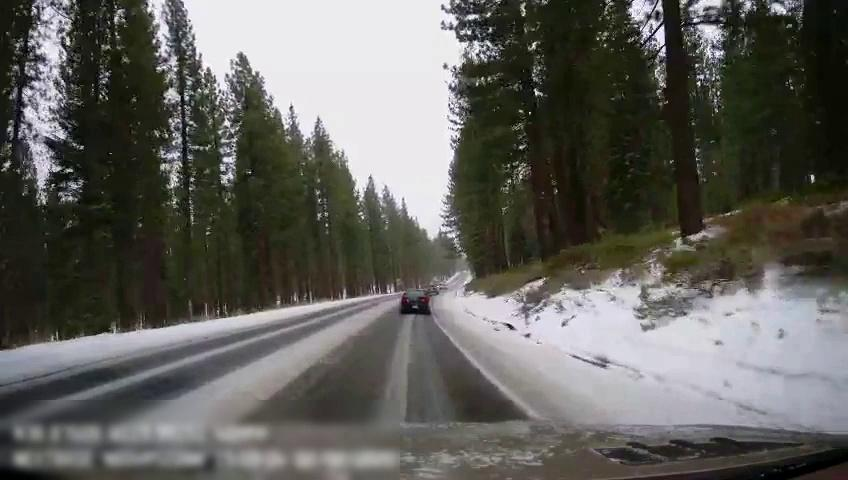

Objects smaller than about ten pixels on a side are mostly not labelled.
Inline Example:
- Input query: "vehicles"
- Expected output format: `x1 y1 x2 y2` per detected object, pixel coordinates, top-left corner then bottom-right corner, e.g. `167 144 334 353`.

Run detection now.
426 282 440 295
399 288 431 315
438 282 449 291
